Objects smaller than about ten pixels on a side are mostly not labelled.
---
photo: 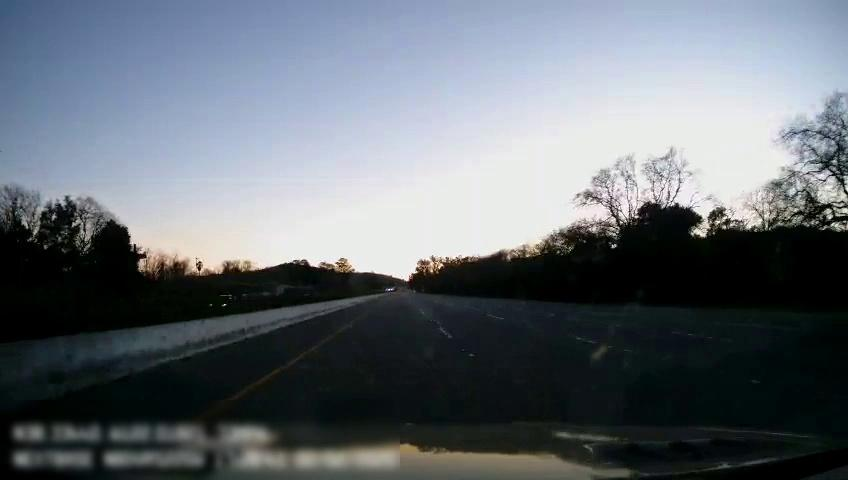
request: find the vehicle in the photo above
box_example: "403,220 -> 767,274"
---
208,294 -> 241,312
